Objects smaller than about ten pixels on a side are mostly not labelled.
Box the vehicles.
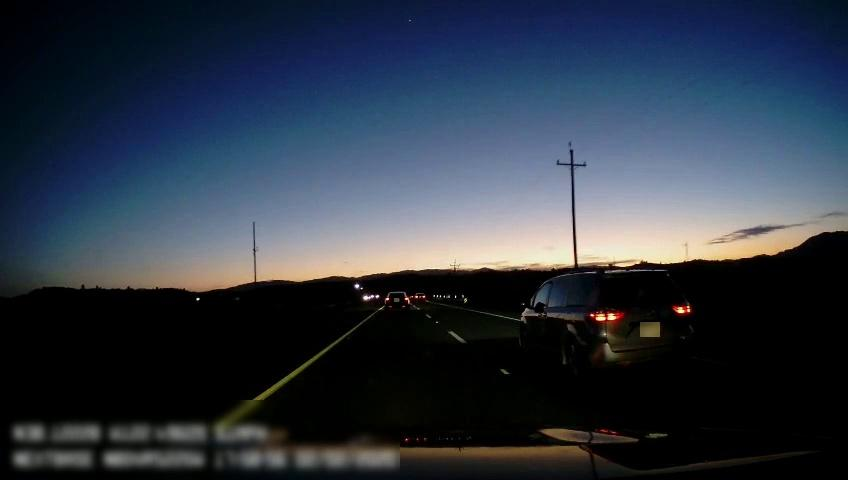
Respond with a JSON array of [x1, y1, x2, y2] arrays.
[[517, 268, 700, 388], [414, 292, 427, 304], [384, 291, 410, 313]]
